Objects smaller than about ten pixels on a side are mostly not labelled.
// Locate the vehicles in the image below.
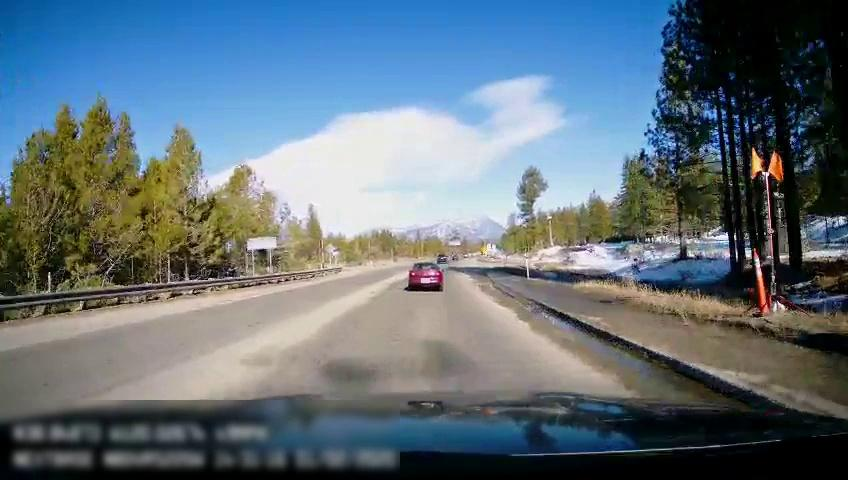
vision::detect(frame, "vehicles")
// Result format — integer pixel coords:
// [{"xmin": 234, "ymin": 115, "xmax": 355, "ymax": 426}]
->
[
  {"xmin": 437, "ymin": 254, "xmax": 449, "ymax": 264},
  {"xmin": 408, "ymin": 263, "xmax": 442, "ymax": 289}
]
